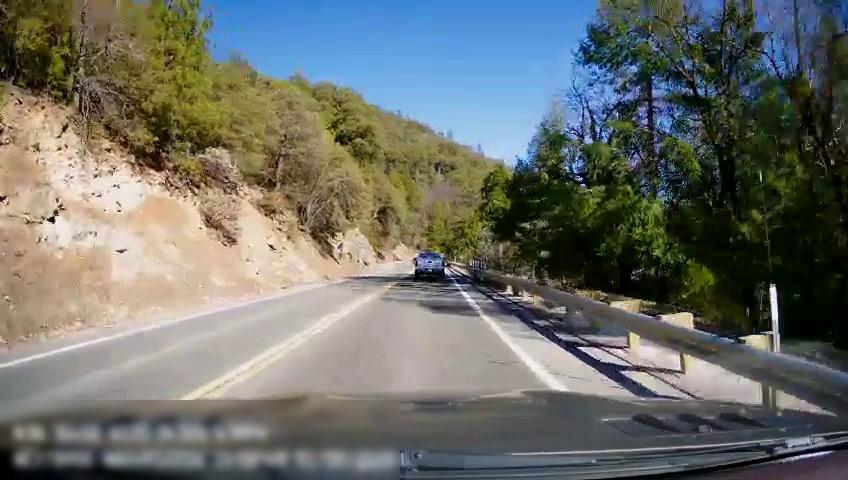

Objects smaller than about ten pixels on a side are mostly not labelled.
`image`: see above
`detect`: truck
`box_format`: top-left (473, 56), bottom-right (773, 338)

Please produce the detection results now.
top-left (412, 252), bottom-right (445, 280)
